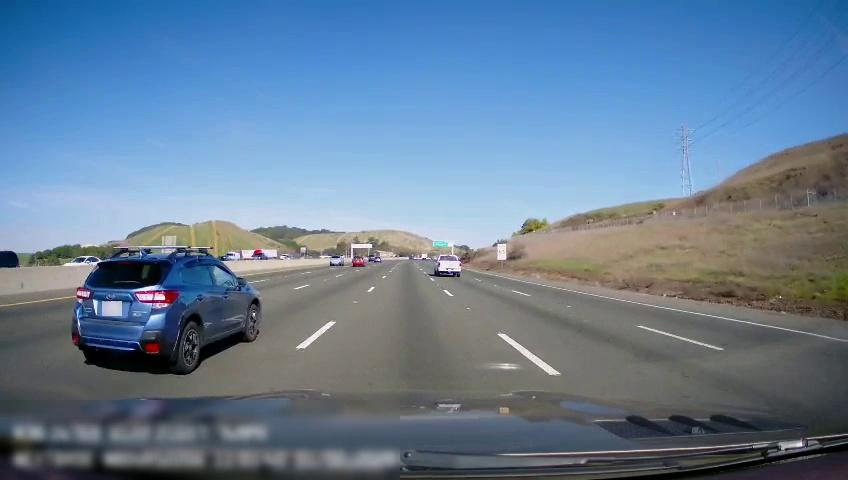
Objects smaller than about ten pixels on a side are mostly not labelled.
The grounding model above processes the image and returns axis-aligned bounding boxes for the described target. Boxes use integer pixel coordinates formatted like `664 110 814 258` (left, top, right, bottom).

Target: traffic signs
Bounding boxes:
497 243 507 260
433 241 448 249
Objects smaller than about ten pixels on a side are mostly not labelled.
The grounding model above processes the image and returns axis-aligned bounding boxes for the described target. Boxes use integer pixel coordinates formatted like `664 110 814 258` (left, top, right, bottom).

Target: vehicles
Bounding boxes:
433 254 461 277
223 252 241 261
329 254 345 266
0 250 19 268
253 249 278 260
70 245 263 376
232 249 255 261
63 255 103 267
353 257 366 268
